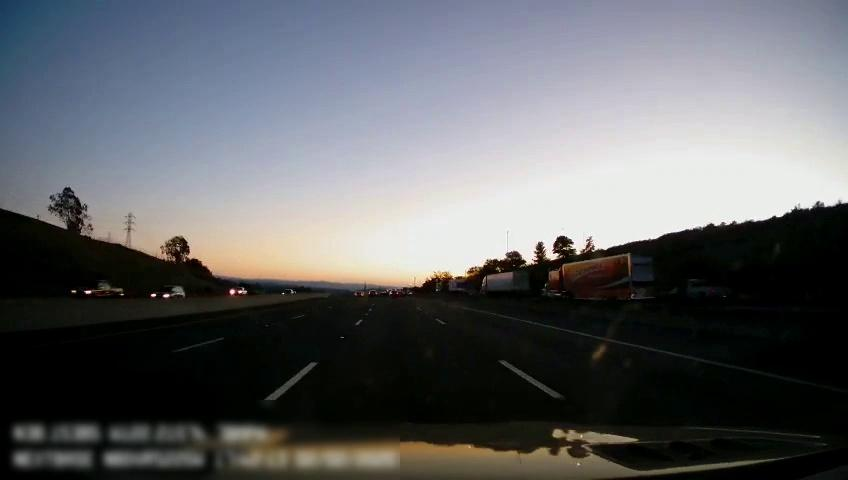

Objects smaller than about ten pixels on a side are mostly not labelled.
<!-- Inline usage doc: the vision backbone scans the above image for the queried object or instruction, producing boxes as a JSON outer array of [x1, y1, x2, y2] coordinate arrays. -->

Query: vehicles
[[447, 278, 468, 293], [71, 278, 125, 299], [367, 289, 378, 298], [538, 252, 657, 303], [150, 284, 186, 300], [684, 276, 733, 306], [229, 287, 247, 296], [282, 289, 297, 295], [480, 270, 531, 296]]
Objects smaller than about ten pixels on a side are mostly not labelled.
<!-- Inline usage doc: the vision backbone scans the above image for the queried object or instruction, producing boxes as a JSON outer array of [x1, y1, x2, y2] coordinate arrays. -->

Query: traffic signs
[[436, 283, 445, 294]]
